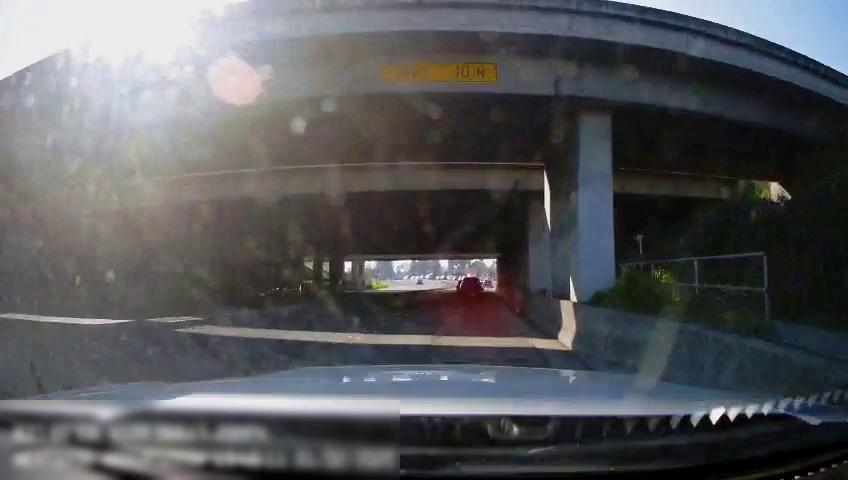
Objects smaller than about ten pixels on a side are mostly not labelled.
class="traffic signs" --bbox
[381,59,500,85]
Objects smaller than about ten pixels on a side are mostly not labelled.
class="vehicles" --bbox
[482,278,493,288]
[459,275,484,295]
[455,279,466,295]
